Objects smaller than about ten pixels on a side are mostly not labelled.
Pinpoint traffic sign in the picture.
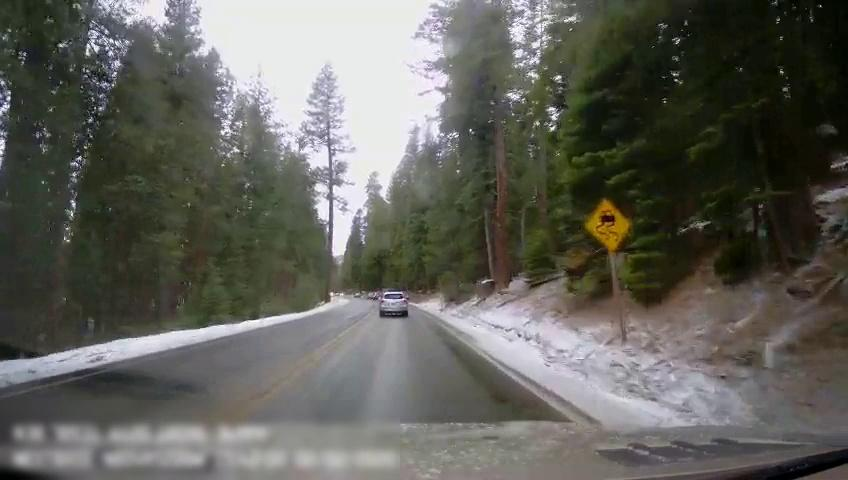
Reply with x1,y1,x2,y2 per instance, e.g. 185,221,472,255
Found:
583,197,633,255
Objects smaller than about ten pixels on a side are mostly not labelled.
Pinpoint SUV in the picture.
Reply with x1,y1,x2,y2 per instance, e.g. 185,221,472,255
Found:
378,292,409,318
